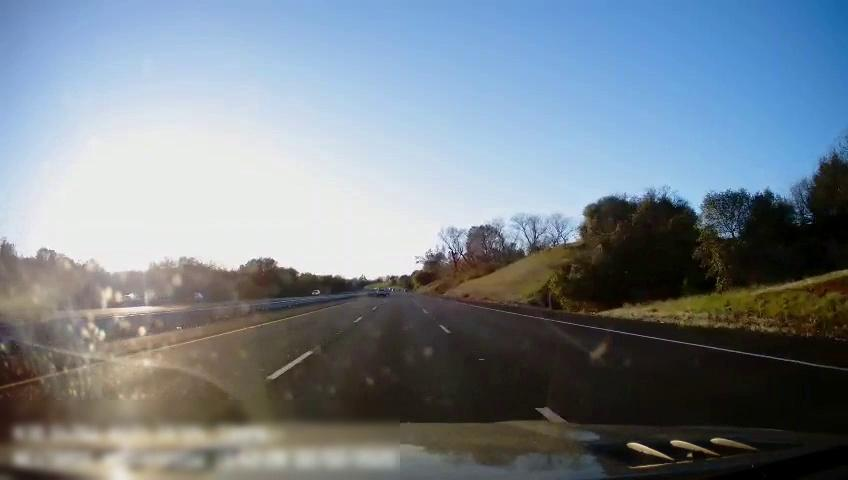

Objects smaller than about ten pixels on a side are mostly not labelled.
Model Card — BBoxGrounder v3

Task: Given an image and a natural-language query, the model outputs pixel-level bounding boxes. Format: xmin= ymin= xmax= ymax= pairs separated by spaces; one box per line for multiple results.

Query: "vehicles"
xmin=185 ymin=291 xmax=204 ymax=303
xmin=377 ymin=287 xmax=390 ymax=297
xmin=311 ymin=289 xmax=321 ymax=296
